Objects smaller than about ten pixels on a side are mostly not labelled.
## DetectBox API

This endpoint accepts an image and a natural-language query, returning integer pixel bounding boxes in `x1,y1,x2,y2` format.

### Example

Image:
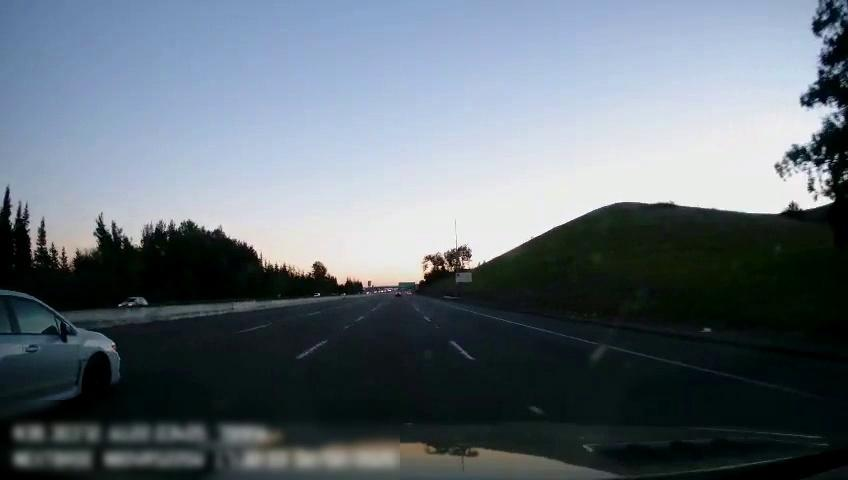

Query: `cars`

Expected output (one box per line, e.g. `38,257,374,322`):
0,289,122,423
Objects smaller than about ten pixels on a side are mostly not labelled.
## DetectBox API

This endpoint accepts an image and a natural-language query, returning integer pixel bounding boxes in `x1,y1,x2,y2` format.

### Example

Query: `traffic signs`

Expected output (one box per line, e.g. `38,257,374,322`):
455,272,473,282
400,282,414,288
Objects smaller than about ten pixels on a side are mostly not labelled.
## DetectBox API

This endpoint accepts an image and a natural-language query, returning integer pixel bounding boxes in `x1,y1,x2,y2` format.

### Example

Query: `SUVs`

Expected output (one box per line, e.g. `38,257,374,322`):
118,296,148,309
